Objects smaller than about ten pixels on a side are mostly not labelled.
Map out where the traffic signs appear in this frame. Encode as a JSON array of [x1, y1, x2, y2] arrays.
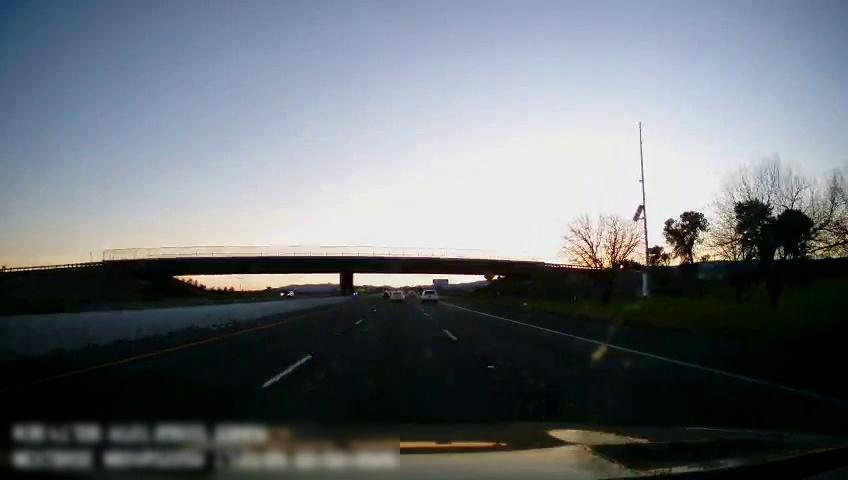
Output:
[[432, 278, 450, 285], [484, 271, 494, 282]]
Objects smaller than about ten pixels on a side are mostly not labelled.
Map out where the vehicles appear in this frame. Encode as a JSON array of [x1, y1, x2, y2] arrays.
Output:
[[389, 289, 405, 301], [279, 288, 295, 298], [421, 289, 440, 304]]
